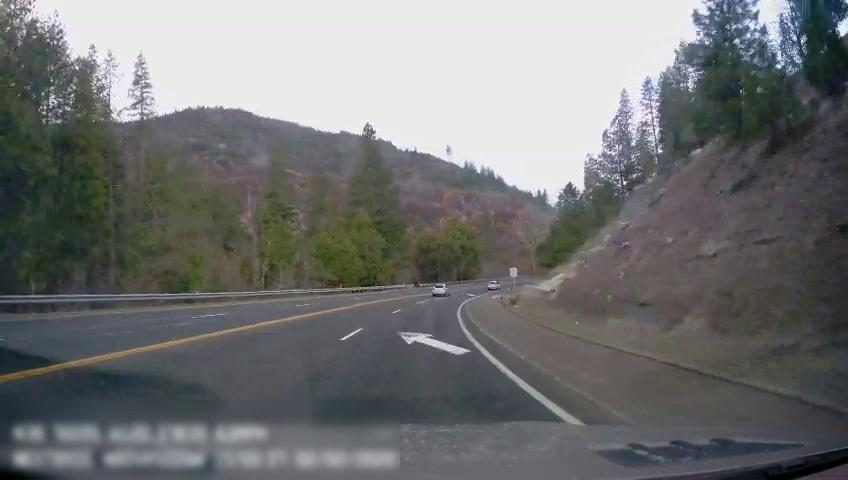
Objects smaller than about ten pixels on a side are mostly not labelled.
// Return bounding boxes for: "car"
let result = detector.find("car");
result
[487,280,501,290]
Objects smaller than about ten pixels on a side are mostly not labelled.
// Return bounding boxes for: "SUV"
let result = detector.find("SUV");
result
[431,283,450,297]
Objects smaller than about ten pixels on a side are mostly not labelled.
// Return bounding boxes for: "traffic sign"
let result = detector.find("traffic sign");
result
[509,267,518,278]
